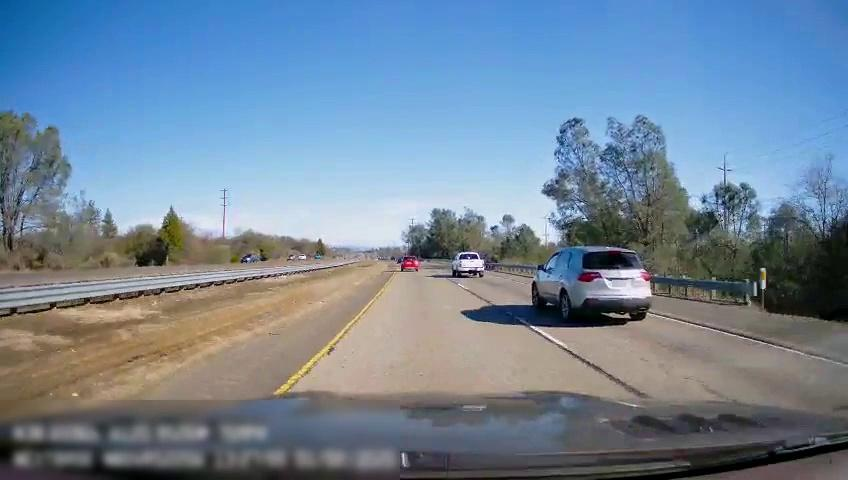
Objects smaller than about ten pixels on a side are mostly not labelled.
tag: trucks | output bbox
[450,251,485,278]
[239,254,258,264]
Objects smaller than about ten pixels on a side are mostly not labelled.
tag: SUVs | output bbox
[400,255,419,272]
[531,246,652,324]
